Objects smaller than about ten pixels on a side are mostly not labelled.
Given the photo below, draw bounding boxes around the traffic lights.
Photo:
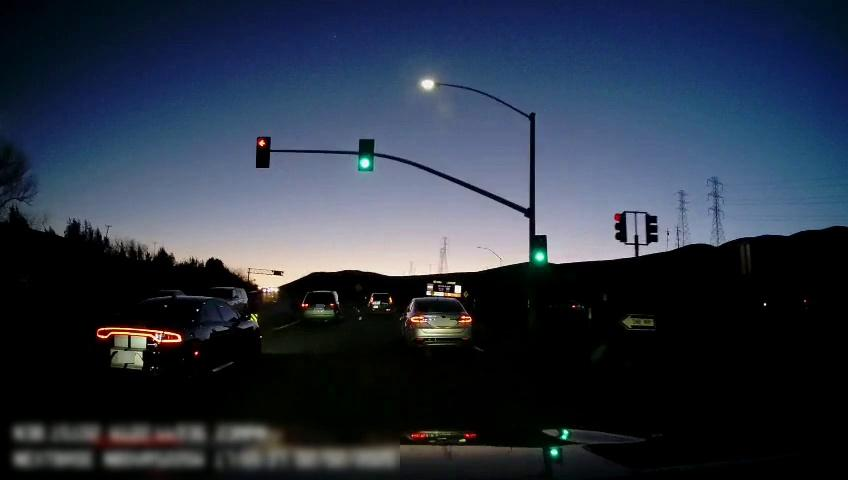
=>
[357,137,375,172]
[645,213,659,244]
[613,212,628,243]
[531,234,548,268]
[255,136,272,169]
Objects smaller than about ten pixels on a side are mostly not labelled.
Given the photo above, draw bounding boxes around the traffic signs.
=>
[619,312,656,332]
[250,313,259,329]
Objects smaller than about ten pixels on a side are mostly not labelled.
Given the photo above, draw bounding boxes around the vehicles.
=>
[548,299,586,316]
[93,294,263,396]
[396,297,475,358]
[367,292,394,314]
[207,286,249,316]
[762,293,808,312]
[299,290,341,325]
[156,289,187,303]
